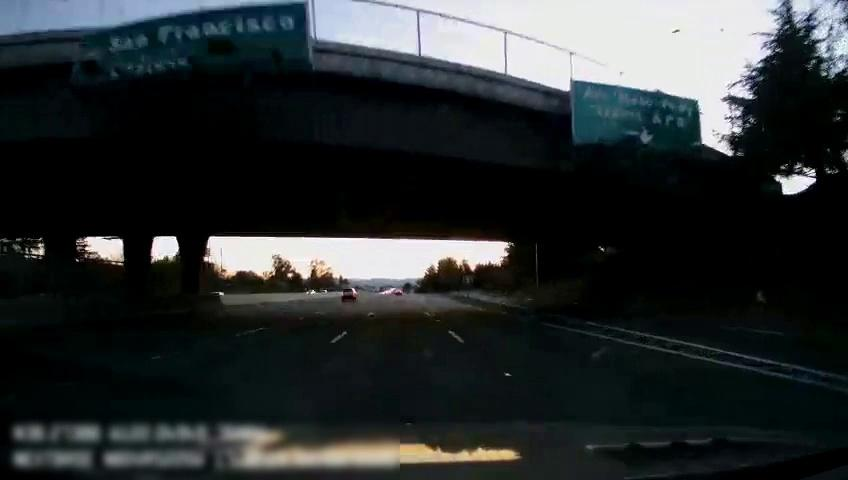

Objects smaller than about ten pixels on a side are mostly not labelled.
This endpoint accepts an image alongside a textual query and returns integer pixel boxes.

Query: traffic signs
[72,0,310,88]
[571,80,701,156]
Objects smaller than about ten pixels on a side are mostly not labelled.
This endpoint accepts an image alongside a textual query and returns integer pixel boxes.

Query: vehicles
[210,291,225,297]
[341,288,357,302]
[305,290,316,295]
